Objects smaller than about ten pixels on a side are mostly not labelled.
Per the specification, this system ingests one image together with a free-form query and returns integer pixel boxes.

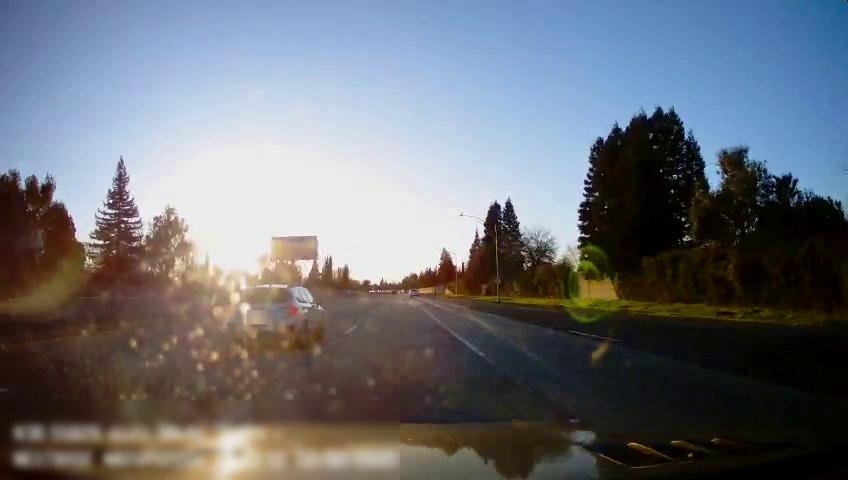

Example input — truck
[408,288,420,298]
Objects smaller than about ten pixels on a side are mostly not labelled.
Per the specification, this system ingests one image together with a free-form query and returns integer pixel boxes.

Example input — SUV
[226,287,327,349]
